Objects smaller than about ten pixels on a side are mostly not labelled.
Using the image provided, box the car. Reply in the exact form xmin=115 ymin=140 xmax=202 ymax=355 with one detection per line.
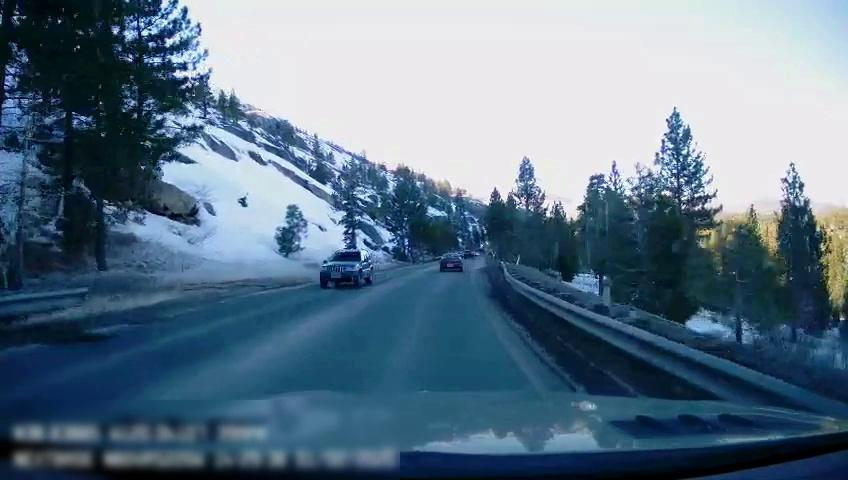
xmin=439 ymin=252 xmax=464 ymax=273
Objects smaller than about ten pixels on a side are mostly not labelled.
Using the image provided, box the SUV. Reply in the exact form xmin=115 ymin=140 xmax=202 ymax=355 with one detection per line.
xmin=320 ymin=249 xmax=375 ymax=289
